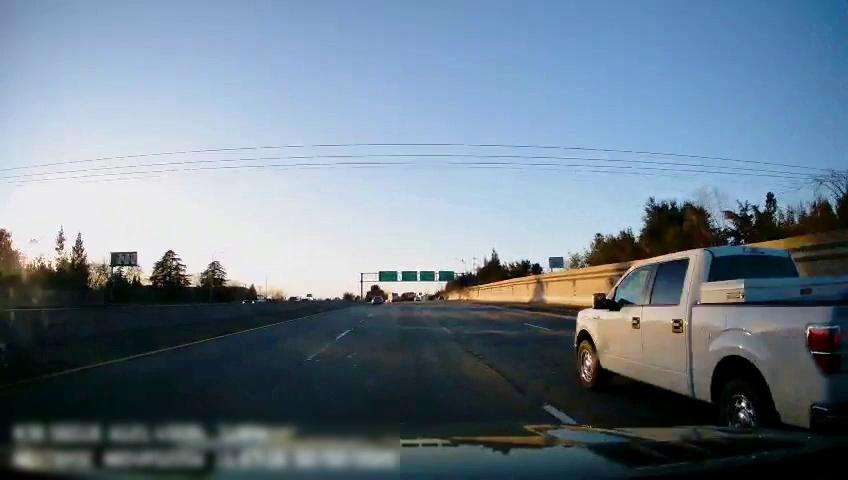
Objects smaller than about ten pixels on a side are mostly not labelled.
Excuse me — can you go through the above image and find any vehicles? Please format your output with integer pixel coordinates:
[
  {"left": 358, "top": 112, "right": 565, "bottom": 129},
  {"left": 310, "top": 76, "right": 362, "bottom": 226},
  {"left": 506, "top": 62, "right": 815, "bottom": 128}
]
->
[
  {"left": 572, "top": 243, "right": 848, "bottom": 436},
  {"left": 372, "top": 294, "right": 384, "bottom": 305},
  {"left": 387, "top": 292, "right": 399, "bottom": 303}
]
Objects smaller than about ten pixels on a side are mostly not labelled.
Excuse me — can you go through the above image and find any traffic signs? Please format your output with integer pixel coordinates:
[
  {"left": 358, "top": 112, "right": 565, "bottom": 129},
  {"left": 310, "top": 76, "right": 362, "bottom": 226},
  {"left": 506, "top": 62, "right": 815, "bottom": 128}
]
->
[
  {"left": 378, "top": 270, "right": 399, "bottom": 283},
  {"left": 439, "top": 270, "right": 455, "bottom": 281},
  {"left": 418, "top": 270, "right": 436, "bottom": 283},
  {"left": 401, "top": 270, "right": 418, "bottom": 282},
  {"left": 548, "top": 256, "right": 565, "bottom": 269}
]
